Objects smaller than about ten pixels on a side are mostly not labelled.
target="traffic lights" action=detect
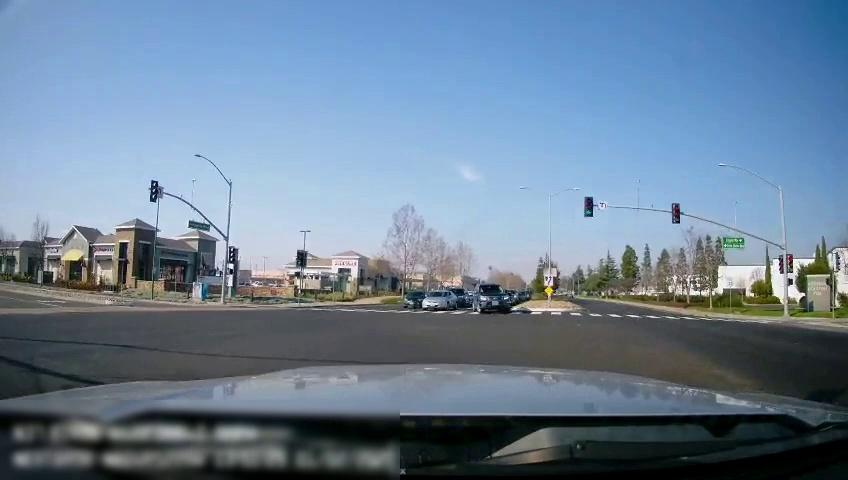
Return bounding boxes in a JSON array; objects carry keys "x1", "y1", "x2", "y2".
[
  {"x1": 149, "y1": 179, "x2": 159, "y2": 203},
  {"x1": 672, "y1": 203, "x2": 682, "y2": 224},
  {"x1": 778, "y1": 255, "x2": 784, "y2": 275},
  {"x1": 296, "y1": 250, "x2": 307, "y2": 268},
  {"x1": 583, "y1": 196, "x2": 593, "y2": 219},
  {"x1": 786, "y1": 254, "x2": 794, "y2": 273},
  {"x1": 227, "y1": 246, "x2": 236, "y2": 263},
  {"x1": 835, "y1": 252, "x2": 842, "y2": 273}
]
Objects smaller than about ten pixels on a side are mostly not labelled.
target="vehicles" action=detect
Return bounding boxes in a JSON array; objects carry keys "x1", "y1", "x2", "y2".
[
  {"x1": 449, "y1": 288, "x2": 468, "y2": 308},
  {"x1": 403, "y1": 290, "x2": 427, "y2": 310},
  {"x1": 506, "y1": 290, "x2": 517, "y2": 304},
  {"x1": 421, "y1": 289, "x2": 459, "y2": 312},
  {"x1": 473, "y1": 284, "x2": 509, "y2": 313}
]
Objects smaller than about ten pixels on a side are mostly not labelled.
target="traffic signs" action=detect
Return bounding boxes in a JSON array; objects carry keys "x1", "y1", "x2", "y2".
[
  {"x1": 723, "y1": 236, "x2": 746, "y2": 249},
  {"x1": 544, "y1": 275, "x2": 554, "y2": 287},
  {"x1": 158, "y1": 186, "x2": 165, "y2": 199},
  {"x1": 187, "y1": 221, "x2": 211, "y2": 230},
  {"x1": 544, "y1": 285, "x2": 555, "y2": 296}
]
